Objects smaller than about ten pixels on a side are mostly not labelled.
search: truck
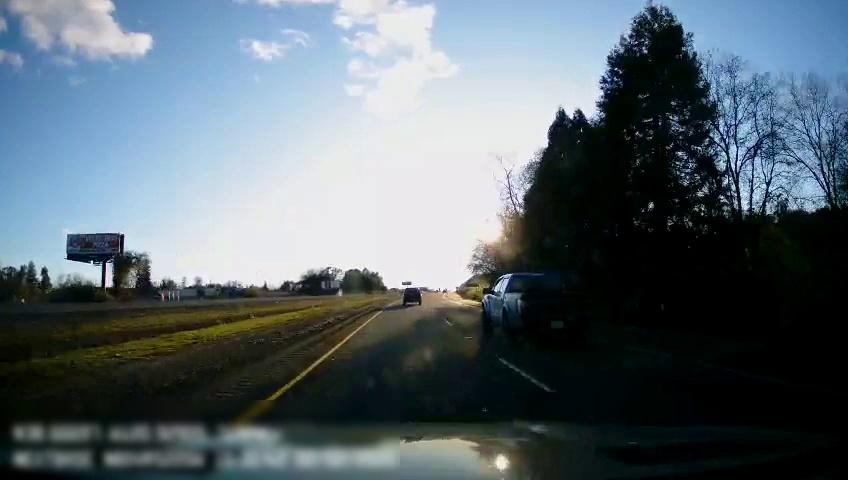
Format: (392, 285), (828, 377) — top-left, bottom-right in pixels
(480, 273), (592, 346)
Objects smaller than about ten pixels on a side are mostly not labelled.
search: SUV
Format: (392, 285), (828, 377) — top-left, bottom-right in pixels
(402, 288), (422, 306)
